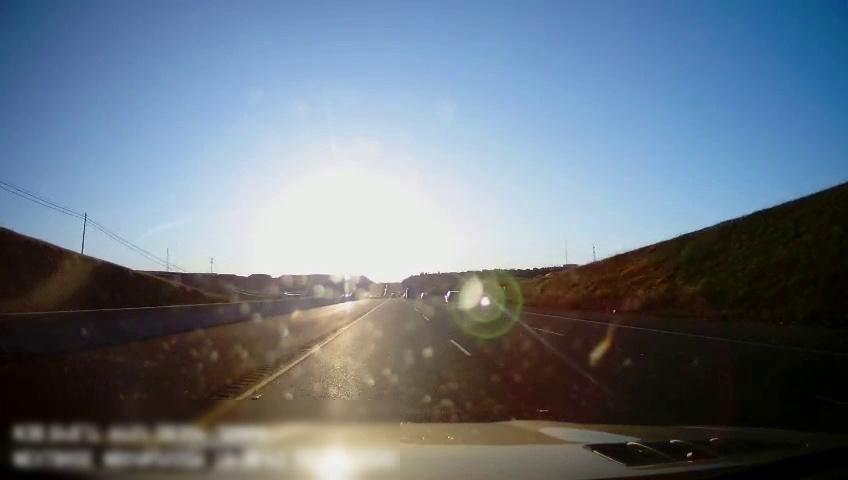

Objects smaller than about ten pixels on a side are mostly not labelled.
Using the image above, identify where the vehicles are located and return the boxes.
[444,290,464,305]
[405,288,414,299]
